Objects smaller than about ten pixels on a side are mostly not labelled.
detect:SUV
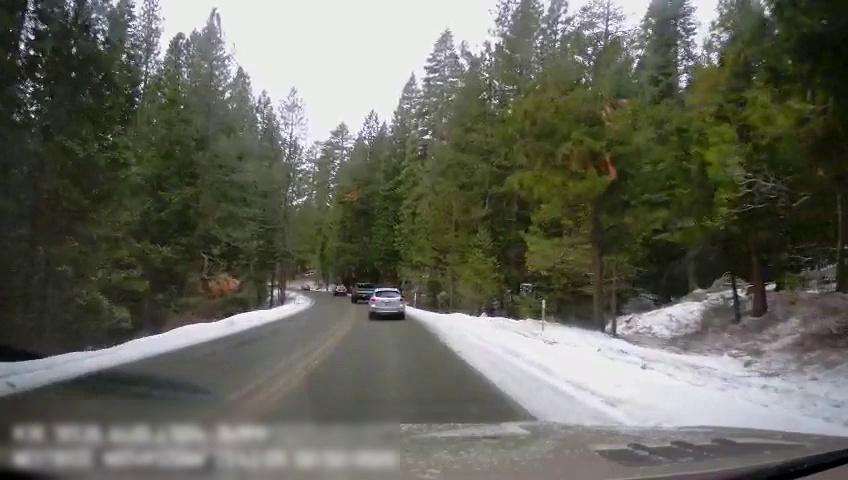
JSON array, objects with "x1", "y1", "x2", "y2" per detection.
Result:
[{"x1": 368, "y1": 288, "x2": 405, "y2": 320}]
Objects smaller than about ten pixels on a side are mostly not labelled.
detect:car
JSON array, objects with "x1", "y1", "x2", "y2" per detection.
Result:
[{"x1": 334, "y1": 284, "x2": 348, "y2": 296}]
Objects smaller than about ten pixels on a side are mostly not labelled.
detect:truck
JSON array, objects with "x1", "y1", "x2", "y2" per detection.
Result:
[{"x1": 351, "y1": 283, "x2": 375, "y2": 304}]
